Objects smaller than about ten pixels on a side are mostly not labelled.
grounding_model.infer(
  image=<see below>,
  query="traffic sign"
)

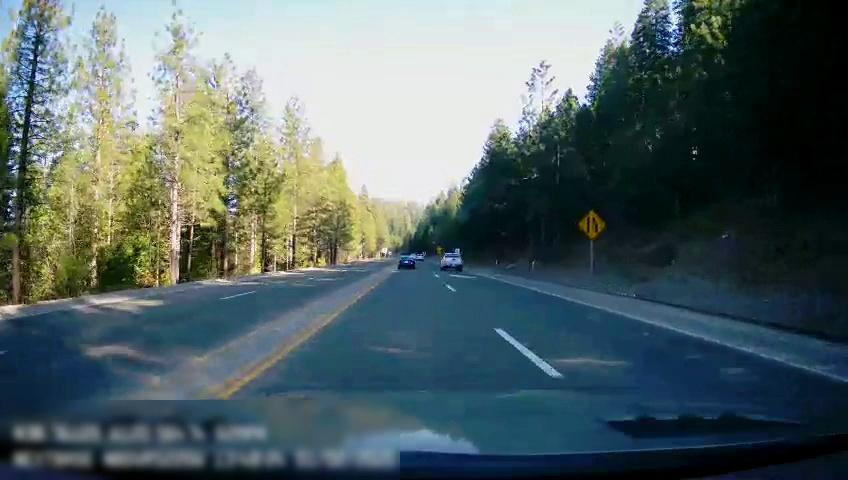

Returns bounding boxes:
[577,208,607,242]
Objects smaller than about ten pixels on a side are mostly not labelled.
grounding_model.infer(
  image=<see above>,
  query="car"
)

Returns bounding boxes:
[397,255,417,271]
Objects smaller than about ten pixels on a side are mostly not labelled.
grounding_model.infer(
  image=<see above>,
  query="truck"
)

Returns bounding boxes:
[439,252,463,272]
